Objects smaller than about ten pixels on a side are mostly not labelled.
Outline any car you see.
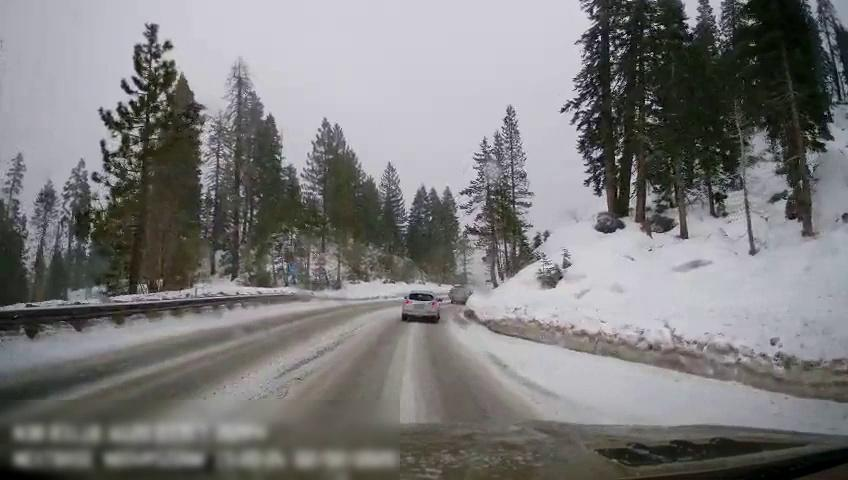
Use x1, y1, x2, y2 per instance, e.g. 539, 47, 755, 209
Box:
448, 285, 474, 305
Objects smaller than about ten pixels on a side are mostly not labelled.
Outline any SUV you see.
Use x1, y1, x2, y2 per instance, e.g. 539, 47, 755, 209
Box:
400, 289, 440, 324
